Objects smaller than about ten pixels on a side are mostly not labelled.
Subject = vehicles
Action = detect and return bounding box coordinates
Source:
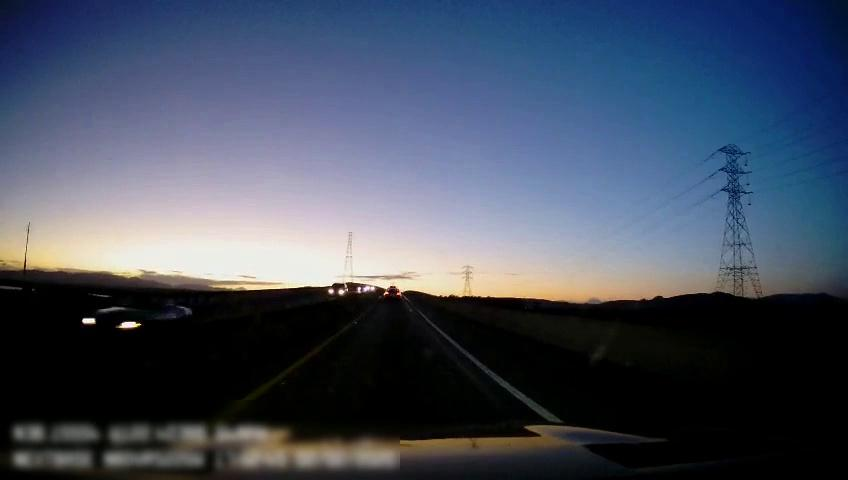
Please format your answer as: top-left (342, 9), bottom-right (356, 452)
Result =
top-left (80, 296), bottom-right (196, 344)
top-left (386, 286), bottom-right (399, 297)
top-left (327, 282), bottom-right (349, 297)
